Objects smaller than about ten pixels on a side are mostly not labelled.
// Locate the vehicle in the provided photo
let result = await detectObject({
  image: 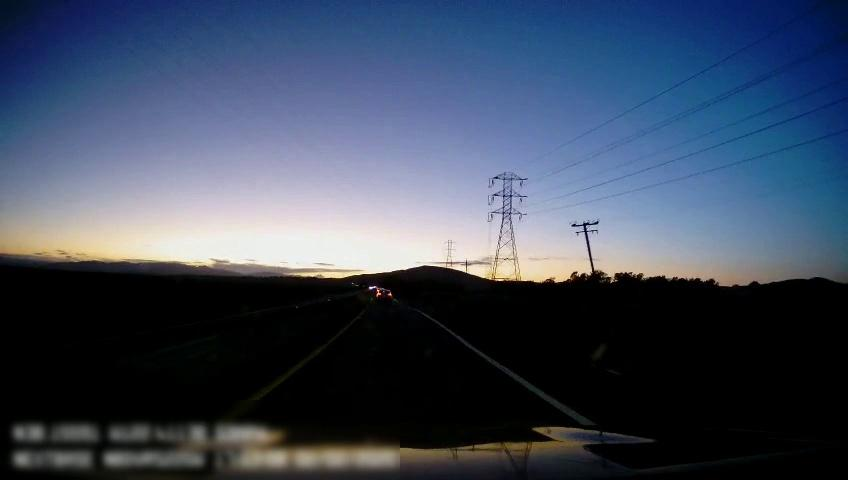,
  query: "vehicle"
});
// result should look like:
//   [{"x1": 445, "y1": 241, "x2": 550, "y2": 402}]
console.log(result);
[{"x1": 375, "y1": 289, "x2": 393, "y2": 301}]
